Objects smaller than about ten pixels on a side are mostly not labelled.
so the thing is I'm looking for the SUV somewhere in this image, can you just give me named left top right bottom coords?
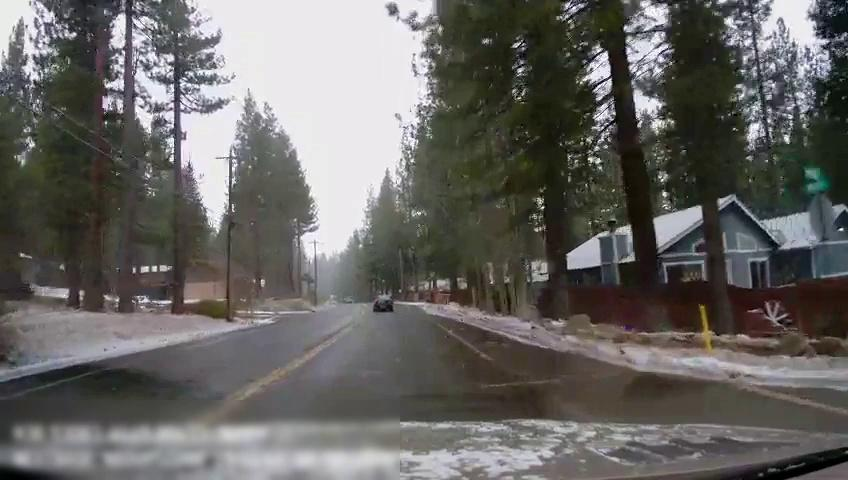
left=371, top=295, right=395, bottom=314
